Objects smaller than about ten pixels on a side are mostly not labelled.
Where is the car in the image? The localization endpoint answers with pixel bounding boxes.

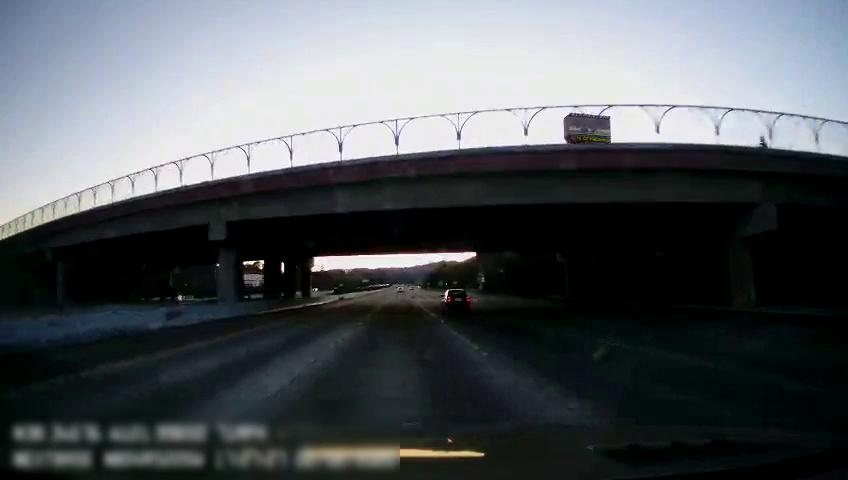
[440,289,471,314]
